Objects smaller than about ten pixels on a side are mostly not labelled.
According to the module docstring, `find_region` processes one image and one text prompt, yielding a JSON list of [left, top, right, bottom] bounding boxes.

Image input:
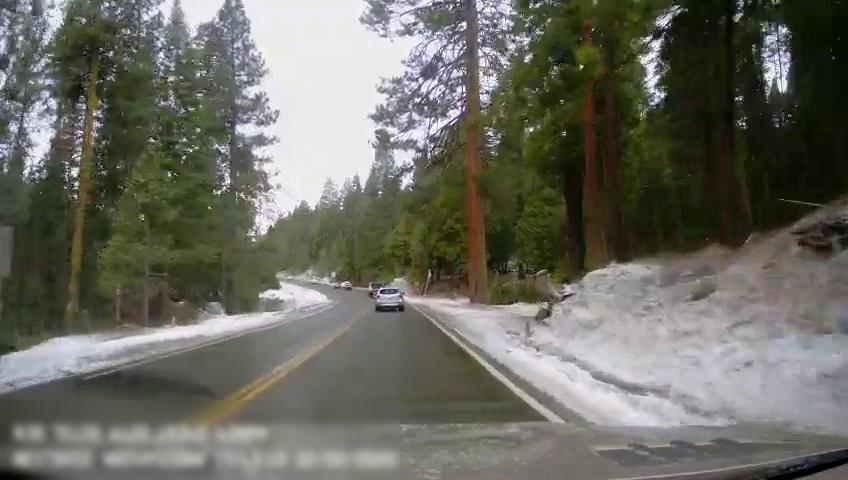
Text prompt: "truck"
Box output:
[[368, 281, 386, 296]]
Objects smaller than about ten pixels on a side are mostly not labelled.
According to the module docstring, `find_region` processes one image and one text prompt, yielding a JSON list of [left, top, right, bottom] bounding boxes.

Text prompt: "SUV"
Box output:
[[375, 288, 405, 313]]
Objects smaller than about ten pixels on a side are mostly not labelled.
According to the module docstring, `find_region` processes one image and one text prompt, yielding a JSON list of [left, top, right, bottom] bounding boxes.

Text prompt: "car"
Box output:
[[341, 281, 353, 291]]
